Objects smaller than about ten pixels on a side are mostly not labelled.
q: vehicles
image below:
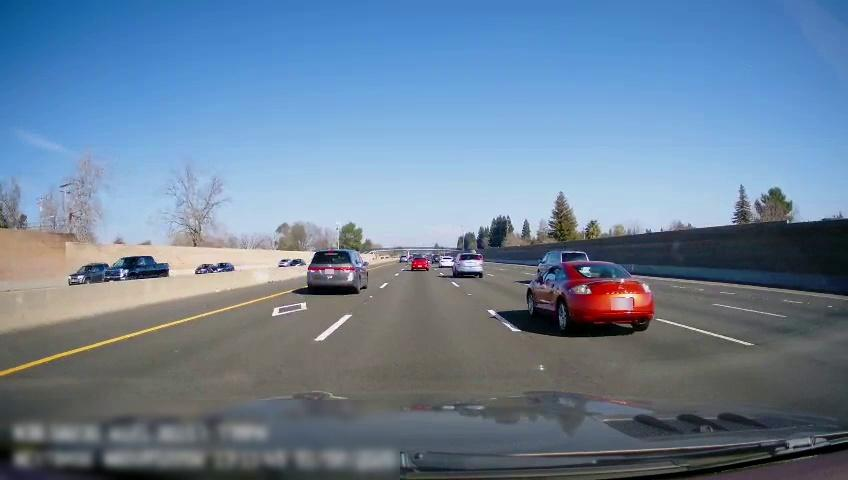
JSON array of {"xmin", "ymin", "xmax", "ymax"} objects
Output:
[
  {"xmin": 451, "ymin": 252, "xmax": 484, "ymax": 279},
  {"xmin": 289, "ymin": 258, "xmax": 307, "ymax": 267},
  {"xmin": 535, "ymin": 251, "xmax": 589, "ymax": 278},
  {"xmin": 306, "ymin": 248, "xmax": 369, "ymax": 295},
  {"xmin": 68, "ymin": 263, "xmax": 111, "ymax": 287},
  {"xmin": 429, "ymin": 255, "xmax": 439, "ymax": 264},
  {"xmin": 209, "ymin": 262, "xmax": 233, "ymax": 273},
  {"xmin": 102, "ymin": 255, "xmax": 169, "ymax": 283},
  {"xmin": 410, "ymin": 256, "xmax": 430, "ymax": 271},
  {"xmin": 193, "ymin": 263, "xmax": 214, "ymax": 274},
  {"xmin": 525, "ymin": 260, "xmax": 656, "ymax": 333},
  {"xmin": 398, "ymin": 254, "xmax": 410, "ymax": 264},
  {"xmin": 278, "ymin": 258, "xmax": 292, "ymax": 267},
  {"xmin": 439, "ymin": 255, "xmax": 455, "ymax": 268}
]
